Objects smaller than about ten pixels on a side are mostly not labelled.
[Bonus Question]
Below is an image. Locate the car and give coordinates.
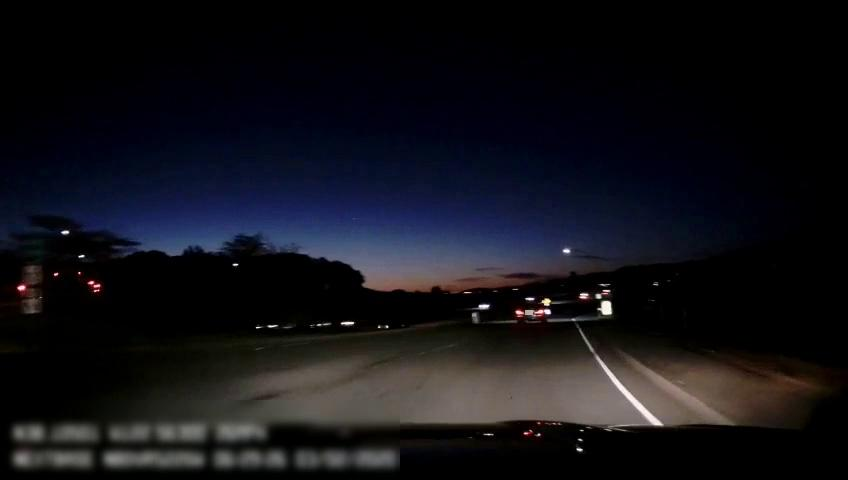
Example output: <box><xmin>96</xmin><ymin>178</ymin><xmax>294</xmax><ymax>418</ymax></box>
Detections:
<box><xmin>515</xmin><ymin>302</ymin><xmax>548</xmax><ymax>329</ymax></box>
